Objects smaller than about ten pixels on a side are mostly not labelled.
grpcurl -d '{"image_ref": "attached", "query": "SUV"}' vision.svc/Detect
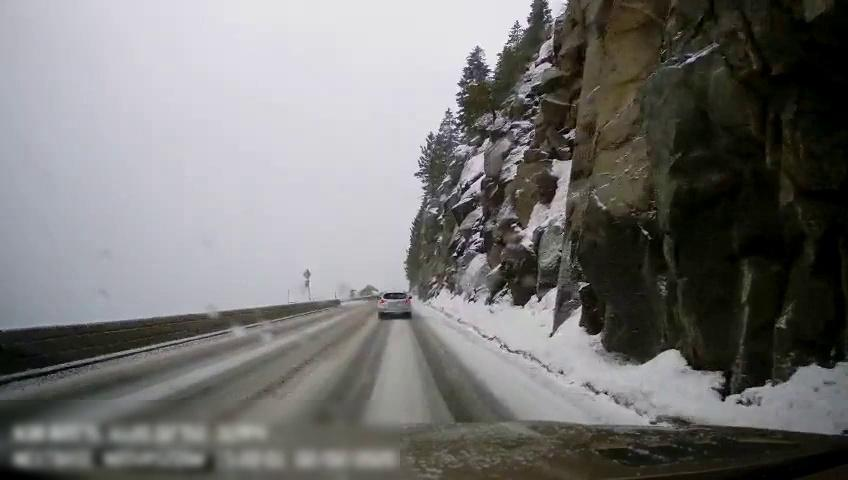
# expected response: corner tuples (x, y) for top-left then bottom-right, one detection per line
(377, 290), (414, 320)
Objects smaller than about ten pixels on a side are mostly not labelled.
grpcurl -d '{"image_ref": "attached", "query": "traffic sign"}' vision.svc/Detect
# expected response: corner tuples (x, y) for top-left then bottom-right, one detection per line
(302, 269), (312, 280)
